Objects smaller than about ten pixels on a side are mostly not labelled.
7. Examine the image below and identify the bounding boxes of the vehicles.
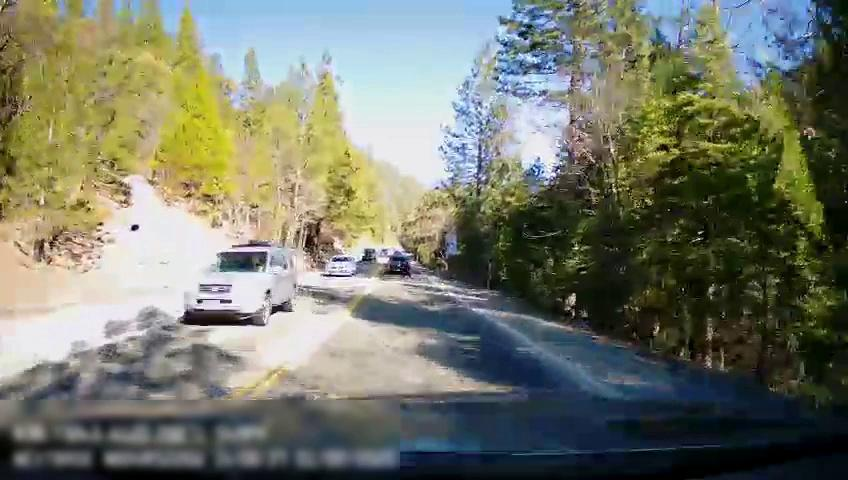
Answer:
[323,255,358,278]
[361,248,377,264]
[403,247,417,261]
[182,239,299,327]
[384,255,412,276]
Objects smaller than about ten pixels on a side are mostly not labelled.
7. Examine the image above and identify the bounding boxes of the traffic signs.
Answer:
[447,248,464,256]
[447,239,464,249]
